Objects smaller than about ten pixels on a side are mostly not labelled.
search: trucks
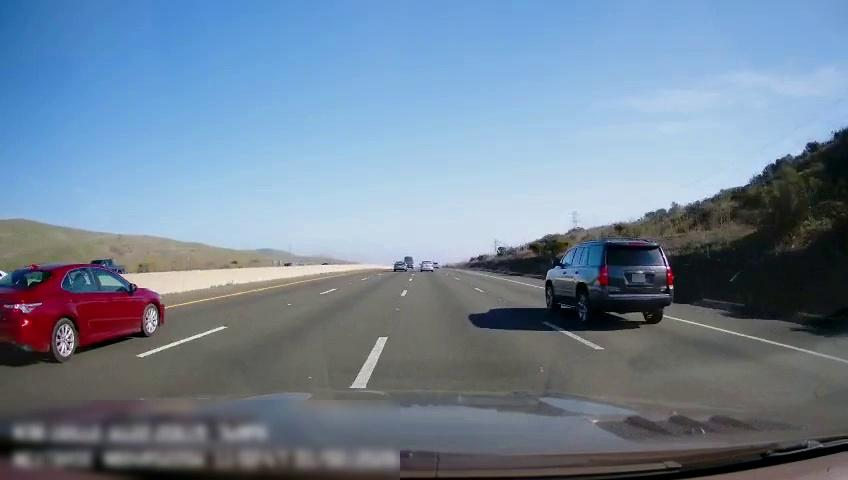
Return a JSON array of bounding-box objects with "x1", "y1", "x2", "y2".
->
[{"x1": 90, "y1": 259, "x2": 128, "y2": 274}]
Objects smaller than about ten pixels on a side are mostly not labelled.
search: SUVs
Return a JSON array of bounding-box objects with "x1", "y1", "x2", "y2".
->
[{"x1": 544, "y1": 236, "x2": 675, "y2": 328}]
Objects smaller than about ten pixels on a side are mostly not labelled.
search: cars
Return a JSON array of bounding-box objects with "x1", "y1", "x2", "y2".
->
[
  {"x1": 418, "y1": 260, "x2": 434, "y2": 273},
  {"x1": 393, "y1": 260, "x2": 408, "y2": 271},
  {"x1": 0, "y1": 262, "x2": 166, "y2": 365}
]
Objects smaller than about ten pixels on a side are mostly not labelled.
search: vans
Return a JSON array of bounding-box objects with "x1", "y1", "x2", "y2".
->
[{"x1": 404, "y1": 256, "x2": 414, "y2": 269}]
